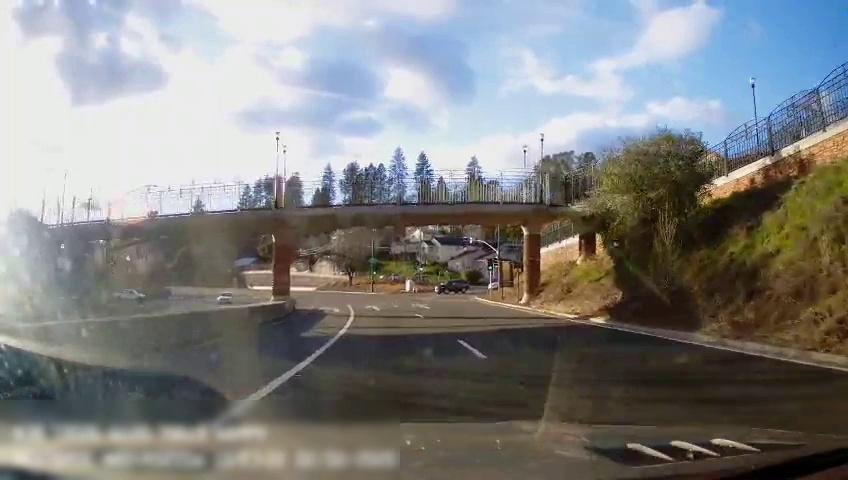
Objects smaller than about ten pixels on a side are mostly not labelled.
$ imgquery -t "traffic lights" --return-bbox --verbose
[492,257,499,269]
[462,237,468,249]
[487,258,494,271]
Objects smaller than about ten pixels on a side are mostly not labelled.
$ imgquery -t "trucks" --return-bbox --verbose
[113,289,147,303]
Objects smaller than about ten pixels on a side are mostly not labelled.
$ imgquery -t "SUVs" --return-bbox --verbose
[435,279,470,295]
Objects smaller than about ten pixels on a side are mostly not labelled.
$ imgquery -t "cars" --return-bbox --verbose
[487,281,499,291]
[216,291,232,304]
